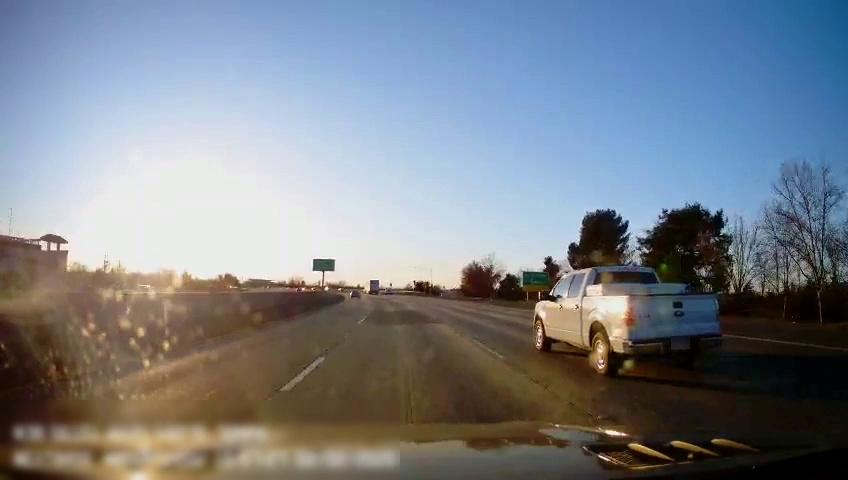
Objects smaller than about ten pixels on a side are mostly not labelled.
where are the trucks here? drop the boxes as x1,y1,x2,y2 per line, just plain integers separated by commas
364,279,381,295
532,264,726,379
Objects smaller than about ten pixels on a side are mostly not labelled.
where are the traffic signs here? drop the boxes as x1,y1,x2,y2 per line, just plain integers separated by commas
521,270,551,292
311,258,336,272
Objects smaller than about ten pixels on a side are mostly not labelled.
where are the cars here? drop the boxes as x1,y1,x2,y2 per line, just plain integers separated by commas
350,289,361,298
